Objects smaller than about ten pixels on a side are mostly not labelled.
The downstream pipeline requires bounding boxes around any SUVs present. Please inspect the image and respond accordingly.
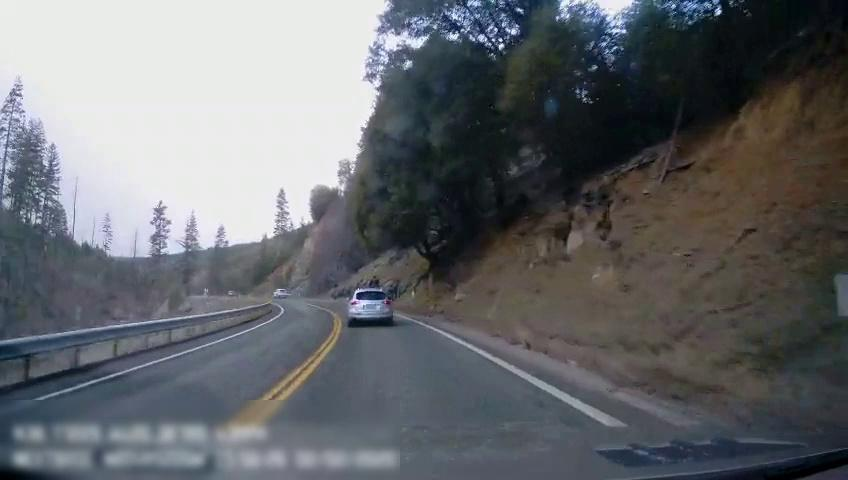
[344,288,394,327]
[272,288,288,299]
